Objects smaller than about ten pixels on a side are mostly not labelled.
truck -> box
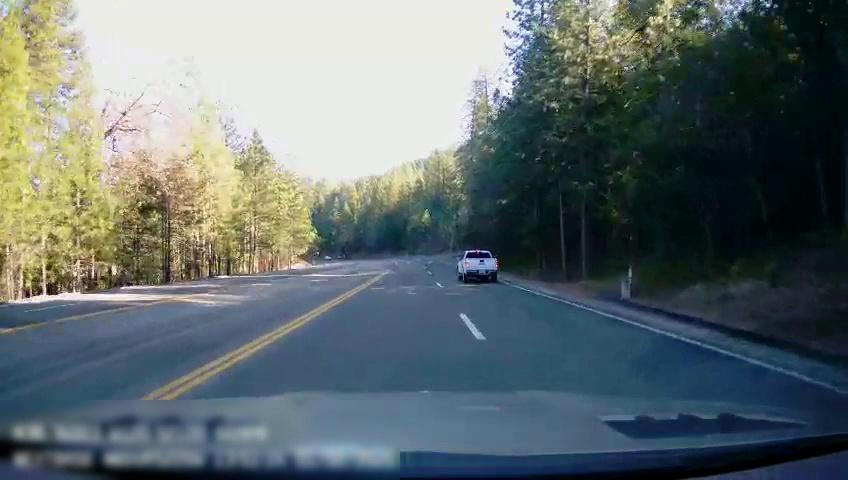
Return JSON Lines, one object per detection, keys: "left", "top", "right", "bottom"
{"left": 456, "top": 249, "right": 498, "bottom": 284}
